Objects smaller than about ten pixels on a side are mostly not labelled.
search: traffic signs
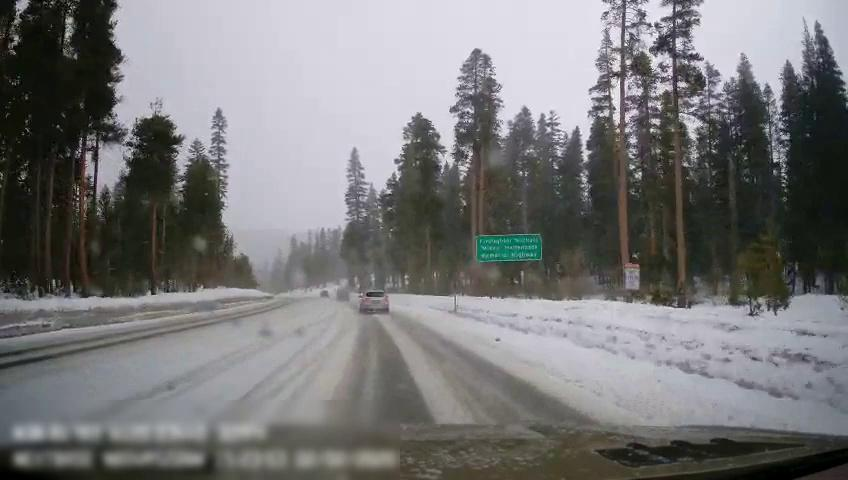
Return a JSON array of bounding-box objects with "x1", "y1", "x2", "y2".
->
[
  {"x1": 475, "y1": 234, "x2": 542, "y2": 262},
  {"x1": 623, "y1": 262, "x2": 641, "y2": 290}
]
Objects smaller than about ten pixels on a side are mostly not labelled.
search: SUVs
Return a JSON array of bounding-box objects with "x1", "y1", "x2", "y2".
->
[{"x1": 358, "y1": 289, "x2": 390, "y2": 315}]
